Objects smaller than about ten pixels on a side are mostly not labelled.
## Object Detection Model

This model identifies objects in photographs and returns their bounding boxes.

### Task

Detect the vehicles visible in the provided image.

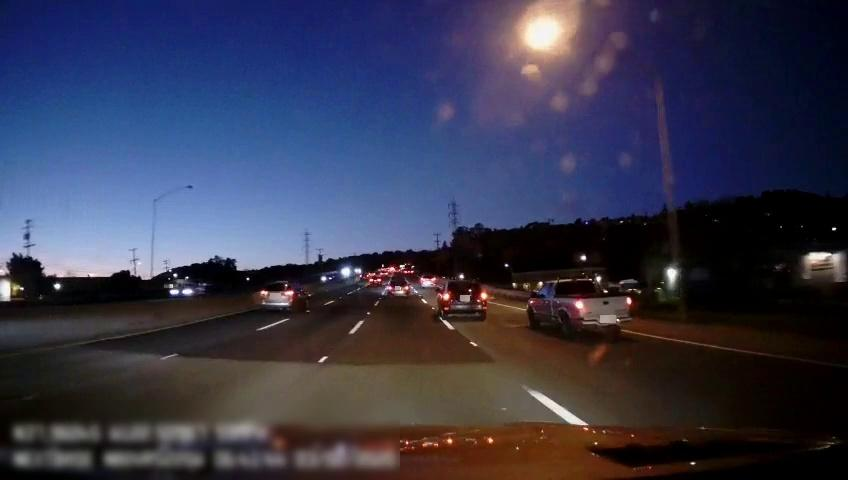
[258,280,316,316]
[435,279,487,321]
[386,278,411,298]
[168,282,207,299]
[369,275,383,287]
[525,279,633,342]
[420,274,438,289]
